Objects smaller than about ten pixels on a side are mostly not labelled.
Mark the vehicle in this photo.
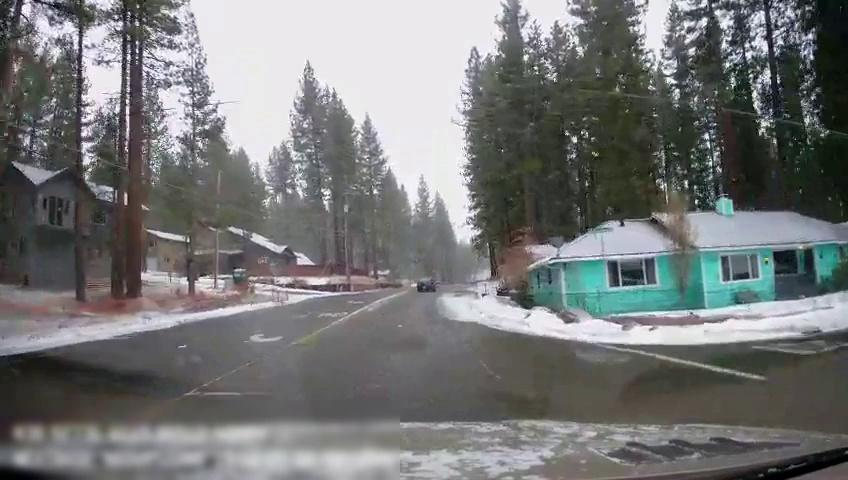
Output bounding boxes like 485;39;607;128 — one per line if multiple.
417;281;435;292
